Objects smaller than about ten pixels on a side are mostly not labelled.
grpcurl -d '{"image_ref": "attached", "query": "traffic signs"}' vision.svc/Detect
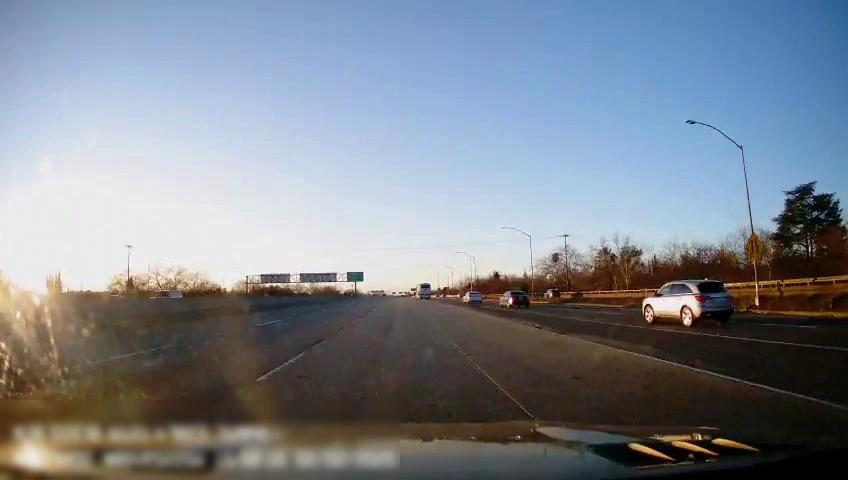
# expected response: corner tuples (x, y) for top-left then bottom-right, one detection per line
(346, 270), (365, 281)
(746, 230), (767, 262)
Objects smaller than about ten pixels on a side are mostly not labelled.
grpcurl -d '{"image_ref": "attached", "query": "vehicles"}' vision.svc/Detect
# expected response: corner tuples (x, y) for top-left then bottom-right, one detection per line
(498, 289), (530, 308)
(642, 279), (734, 328)
(415, 282), (432, 299)
(462, 290), (483, 304)
(544, 288), (561, 298)
(158, 288), (183, 299)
